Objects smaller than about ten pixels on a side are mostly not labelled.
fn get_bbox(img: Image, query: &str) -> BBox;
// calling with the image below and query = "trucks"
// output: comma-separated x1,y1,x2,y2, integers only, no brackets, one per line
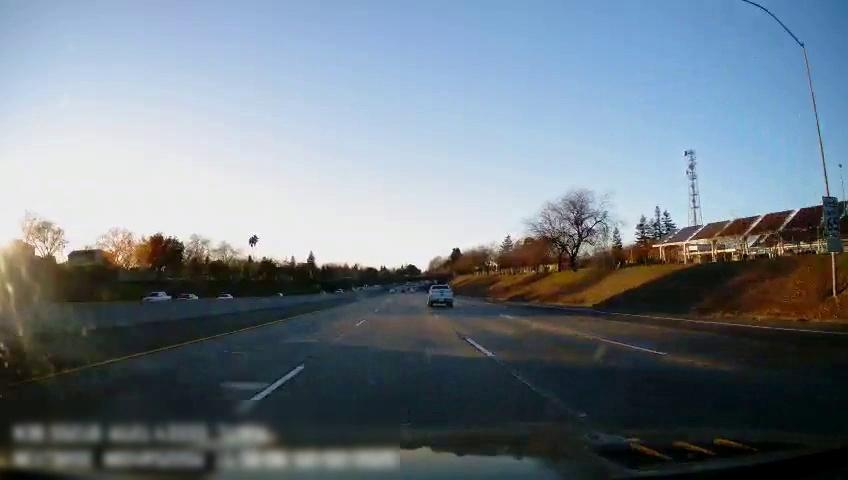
426,284,455,309
143,291,172,303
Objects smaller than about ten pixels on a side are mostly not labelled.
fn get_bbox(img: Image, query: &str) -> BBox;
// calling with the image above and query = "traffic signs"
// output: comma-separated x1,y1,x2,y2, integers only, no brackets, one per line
821,197,840,235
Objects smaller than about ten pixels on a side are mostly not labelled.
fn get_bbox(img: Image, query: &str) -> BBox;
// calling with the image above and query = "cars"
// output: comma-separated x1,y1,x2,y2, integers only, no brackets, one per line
176,293,199,301
217,293,234,299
